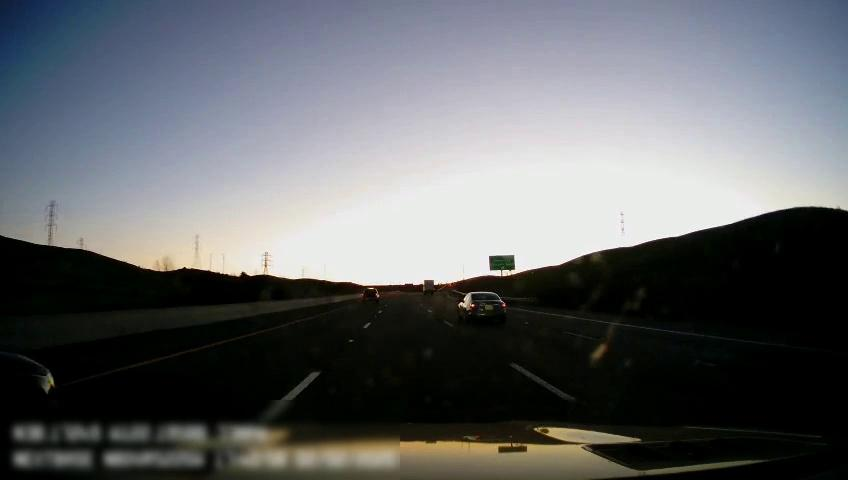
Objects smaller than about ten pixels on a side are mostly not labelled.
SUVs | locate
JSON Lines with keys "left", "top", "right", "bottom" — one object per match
{"left": 362, "top": 288, "right": 380, "bottom": 304}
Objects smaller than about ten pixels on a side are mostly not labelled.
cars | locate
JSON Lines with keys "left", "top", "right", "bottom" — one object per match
{"left": 457, "top": 292, "right": 506, "bottom": 323}
{"left": 0, "top": 351, "right": 62, "bottom": 444}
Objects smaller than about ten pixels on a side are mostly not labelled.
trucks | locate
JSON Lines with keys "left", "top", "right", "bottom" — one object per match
{"left": 422, "top": 280, "right": 434, "bottom": 295}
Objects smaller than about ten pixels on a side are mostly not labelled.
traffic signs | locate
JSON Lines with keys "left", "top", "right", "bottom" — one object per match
{"left": 490, "top": 256, "right": 515, "bottom": 271}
